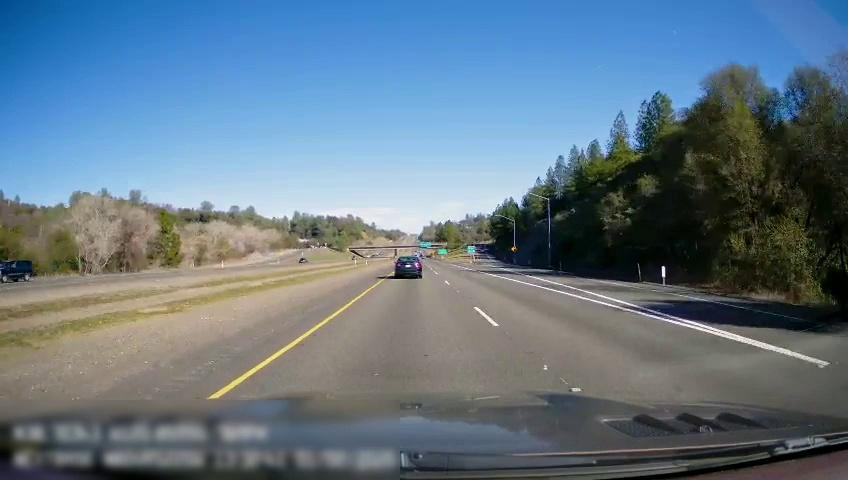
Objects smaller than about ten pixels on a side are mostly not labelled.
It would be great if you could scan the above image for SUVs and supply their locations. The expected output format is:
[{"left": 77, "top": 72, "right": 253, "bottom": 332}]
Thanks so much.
[{"left": 0, "top": 260, "right": 34, "bottom": 283}]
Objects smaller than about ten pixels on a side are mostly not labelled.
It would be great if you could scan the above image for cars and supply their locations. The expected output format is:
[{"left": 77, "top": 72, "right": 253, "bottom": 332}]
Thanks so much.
[{"left": 395, "top": 256, "right": 422, "bottom": 277}]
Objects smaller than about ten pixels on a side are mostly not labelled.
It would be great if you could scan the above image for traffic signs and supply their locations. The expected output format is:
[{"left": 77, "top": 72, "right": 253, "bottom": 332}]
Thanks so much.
[
  {"left": 438, "top": 249, "right": 449, "bottom": 255},
  {"left": 419, "top": 242, "right": 432, "bottom": 248}
]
